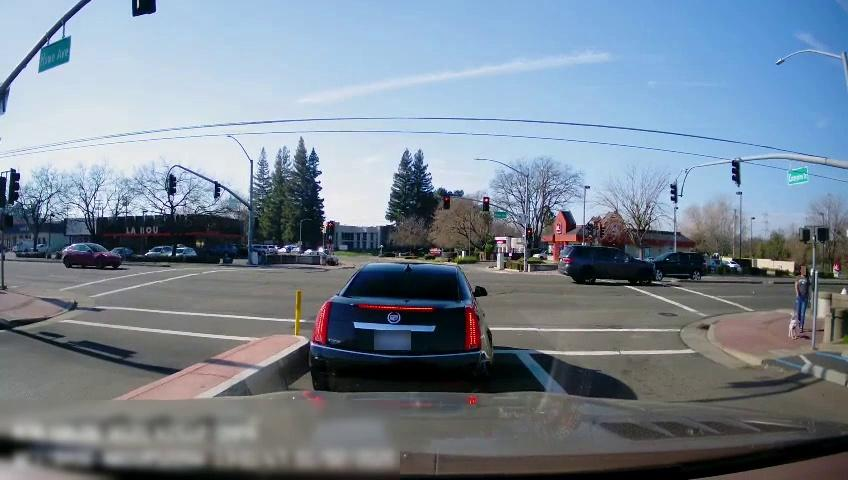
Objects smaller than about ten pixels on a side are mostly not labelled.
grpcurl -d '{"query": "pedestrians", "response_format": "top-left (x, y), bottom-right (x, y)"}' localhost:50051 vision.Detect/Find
top-left (792, 265), bottom-right (811, 332)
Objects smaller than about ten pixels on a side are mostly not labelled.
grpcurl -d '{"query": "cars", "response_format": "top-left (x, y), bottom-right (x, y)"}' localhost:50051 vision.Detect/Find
top-left (109, 247), bottom-right (132, 256)
top-left (144, 246), bottom-right (174, 258)
top-left (309, 263), bottom-right (495, 393)
top-left (62, 243), bottom-right (121, 269)
top-left (168, 247), bottom-right (196, 258)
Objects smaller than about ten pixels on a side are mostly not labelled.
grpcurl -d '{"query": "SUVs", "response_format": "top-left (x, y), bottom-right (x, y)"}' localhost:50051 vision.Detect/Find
top-left (644, 251), bottom-right (708, 282)
top-left (560, 245), bottom-right (656, 286)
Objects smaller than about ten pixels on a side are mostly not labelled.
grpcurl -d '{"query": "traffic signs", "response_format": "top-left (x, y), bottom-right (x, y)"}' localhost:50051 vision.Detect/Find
top-left (495, 211), bottom-right (507, 218)
top-left (789, 167), bottom-right (808, 183)
top-left (39, 36), bottom-right (71, 72)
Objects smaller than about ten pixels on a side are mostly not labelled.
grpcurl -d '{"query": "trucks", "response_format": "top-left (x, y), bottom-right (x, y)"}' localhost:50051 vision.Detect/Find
top-left (532, 250), bottom-right (557, 260)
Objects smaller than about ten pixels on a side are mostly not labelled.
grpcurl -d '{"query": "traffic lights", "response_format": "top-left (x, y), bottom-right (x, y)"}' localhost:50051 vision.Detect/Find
top-left (444, 194), bottom-right (451, 209)
top-left (483, 196), bottom-right (490, 212)
top-left (730, 159), bottom-right (741, 185)
top-left (815, 226), bottom-right (830, 241)
top-left (600, 222), bottom-right (607, 237)
top-left (669, 182), bottom-right (678, 203)
top-left (168, 174), bottom-right (178, 196)
top-left (0, 176), bottom-right (7, 206)
top-left (799, 227), bottom-right (812, 242)
top-left (328, 221), bottom-right (336, 236)
top-left (589, 222), bottom-right (596, 236)
top-left (214, 181), bottom-right (221, 200)
top-left (528, 227), bottom-right (535, 240)
top-left (131, 0), bottom-right (157, 17)
top-left (8, 168), bottom-right (21, 205)
top-left (1, 216), bottom-right (13, 229)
